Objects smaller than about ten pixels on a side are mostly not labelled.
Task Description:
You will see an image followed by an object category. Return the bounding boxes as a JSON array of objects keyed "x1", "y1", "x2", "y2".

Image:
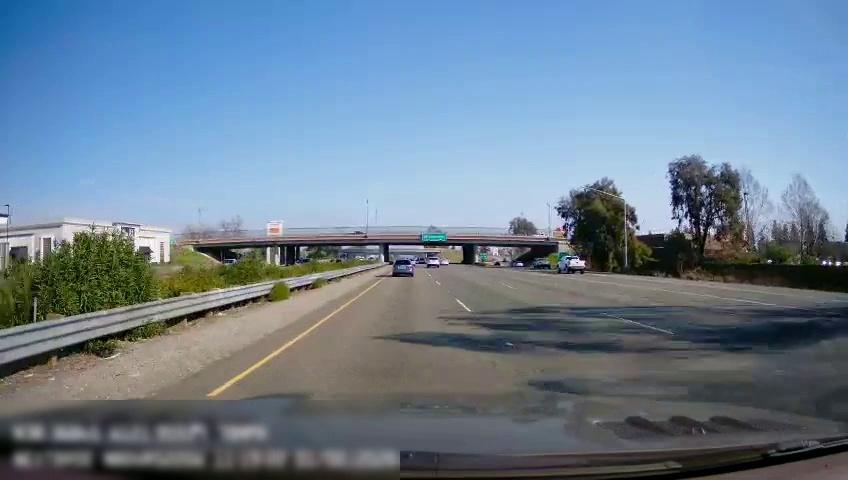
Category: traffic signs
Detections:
[{"x1": 421, "y1": 230, "x2": 447, "y2": 242}]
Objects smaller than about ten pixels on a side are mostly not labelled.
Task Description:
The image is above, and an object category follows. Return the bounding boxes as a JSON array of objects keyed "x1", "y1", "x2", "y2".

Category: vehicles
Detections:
[
  {"x1": 426, "y1": 257, "x2": 440, "y2": 269},
  {"x1": 409, "y1": 259, "x2": 415, "y2": 267},
  {"x1": 558, "y1": 255, "x2": 586, "y2": 274},
  {"x1": 440, "y1": 258, "x2": 449, "y2": 265},
  {"x1": 533, "y1": 257, "x2": 550, "y2": 269},
  {"x1": 392, "y1": 259, "x2": 414, "y2": 278}
]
